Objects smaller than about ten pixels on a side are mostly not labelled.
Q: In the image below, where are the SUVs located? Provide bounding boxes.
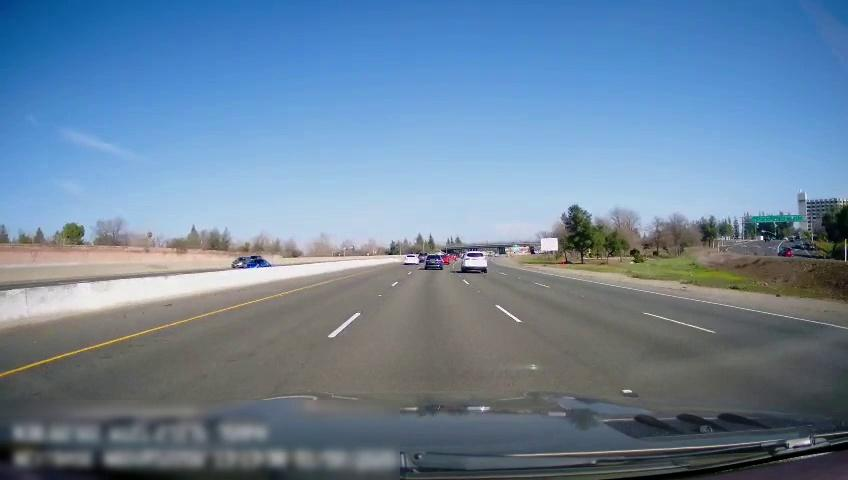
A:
[461,250,488,274]
[424,254,444,271]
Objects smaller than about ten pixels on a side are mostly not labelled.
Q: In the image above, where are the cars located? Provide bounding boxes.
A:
[403,253,420,266]
[246,258,272,269]
[438,255,450,266]
[231,255,263,268]
[777,245,794,258]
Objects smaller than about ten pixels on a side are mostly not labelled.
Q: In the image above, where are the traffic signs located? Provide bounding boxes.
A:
[540,237,558,250]
[776,215,805,222]
[751,215,776,223]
